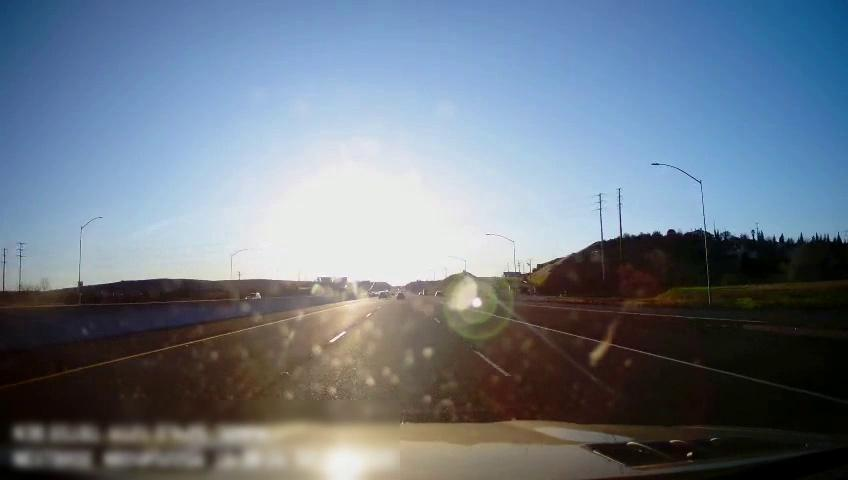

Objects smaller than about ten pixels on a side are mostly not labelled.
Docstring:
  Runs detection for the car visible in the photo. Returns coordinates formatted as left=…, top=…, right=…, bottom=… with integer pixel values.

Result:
left=243, top=293, right=262, bottom=299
